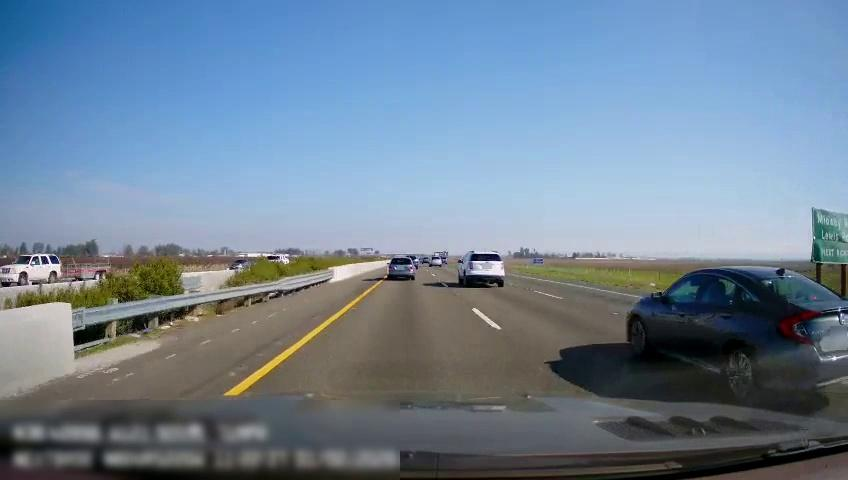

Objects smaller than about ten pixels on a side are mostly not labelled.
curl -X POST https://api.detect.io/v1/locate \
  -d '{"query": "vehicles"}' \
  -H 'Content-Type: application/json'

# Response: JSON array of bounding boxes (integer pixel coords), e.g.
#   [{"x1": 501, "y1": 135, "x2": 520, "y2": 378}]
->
[
  {"x1": 406, "y1": 254, "x2": 420, "y2": 269},
  {"x1": 457, "y1": 253, "x2": 505, "y2": 288},
  {"x1": 0, "y1": 253, "x2": 62, "y2": 288},
  {"x1": 429, "y1": 255, "x2": 443, "y2": 268},
  {"x1": 623, "y1": 266, "x2": 848, "y2": 409},
  {"x1": 387, "y1": 257, "x2": 415, "y2": 281},
  {"x1": 267, "y1": 255, "x2": 291, "y2": 264},
  {"x1": 61, "y1": 263, "x2": 111, "y2": 281},
  {"x1": 229, "y1": 259, "x2": 252, "y2": 271}
]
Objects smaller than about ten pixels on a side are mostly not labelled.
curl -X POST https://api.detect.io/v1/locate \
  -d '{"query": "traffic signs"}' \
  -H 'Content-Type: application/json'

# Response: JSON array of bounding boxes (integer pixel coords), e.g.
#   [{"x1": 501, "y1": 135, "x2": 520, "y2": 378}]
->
[{"x1": 811, "y1": 207, "x2": 848, "y2": 264}]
